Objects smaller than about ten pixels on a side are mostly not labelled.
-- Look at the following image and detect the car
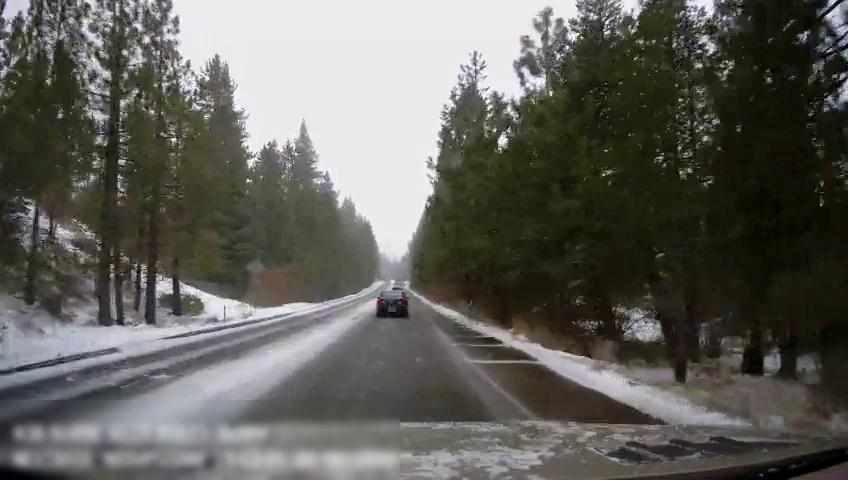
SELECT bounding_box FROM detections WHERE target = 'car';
[375,289,409,319]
